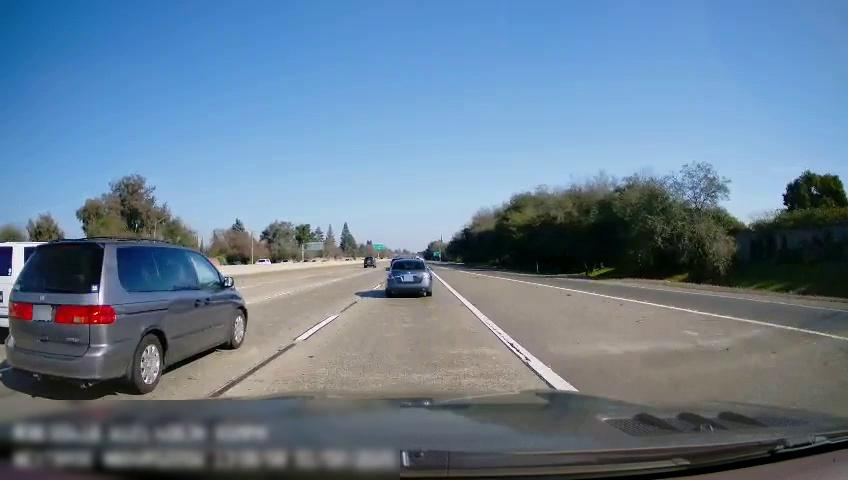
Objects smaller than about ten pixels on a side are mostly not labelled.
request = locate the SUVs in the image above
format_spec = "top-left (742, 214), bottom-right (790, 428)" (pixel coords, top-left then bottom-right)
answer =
top-left (255, 258), bottom-right (271, 265)
top-left (363, 256), bottom-right (378, 269)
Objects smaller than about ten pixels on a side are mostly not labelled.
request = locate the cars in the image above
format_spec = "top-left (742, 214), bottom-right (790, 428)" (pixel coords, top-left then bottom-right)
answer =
top-left (385, 258), bottom-right (434, 299)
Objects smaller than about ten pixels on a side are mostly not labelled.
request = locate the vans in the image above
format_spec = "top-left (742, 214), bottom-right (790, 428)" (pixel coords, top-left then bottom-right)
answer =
top-left (0, 241), bottom-right (44, 329)
top-left (4, 240), bottom-right (250, 395)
